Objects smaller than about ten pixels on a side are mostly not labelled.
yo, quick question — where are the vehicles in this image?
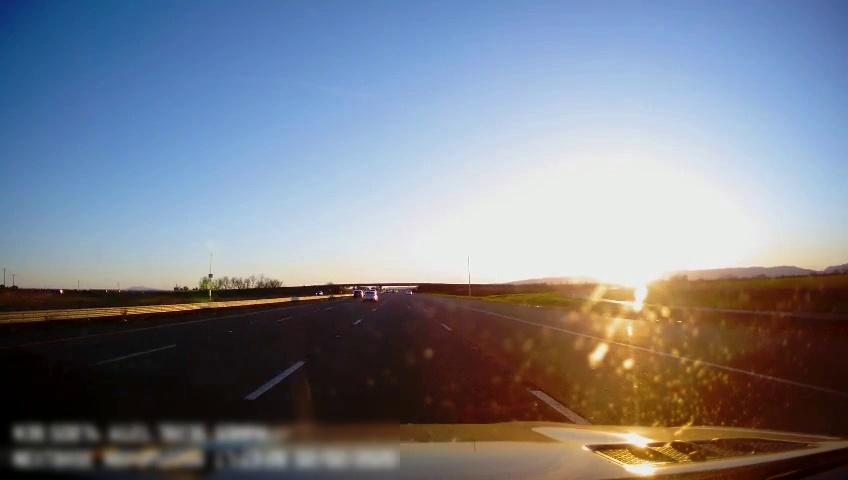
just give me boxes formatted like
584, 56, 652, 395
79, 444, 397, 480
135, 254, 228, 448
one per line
315, 291, 324, 296
362, 290, 378, 303
353, 290, 364, 299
